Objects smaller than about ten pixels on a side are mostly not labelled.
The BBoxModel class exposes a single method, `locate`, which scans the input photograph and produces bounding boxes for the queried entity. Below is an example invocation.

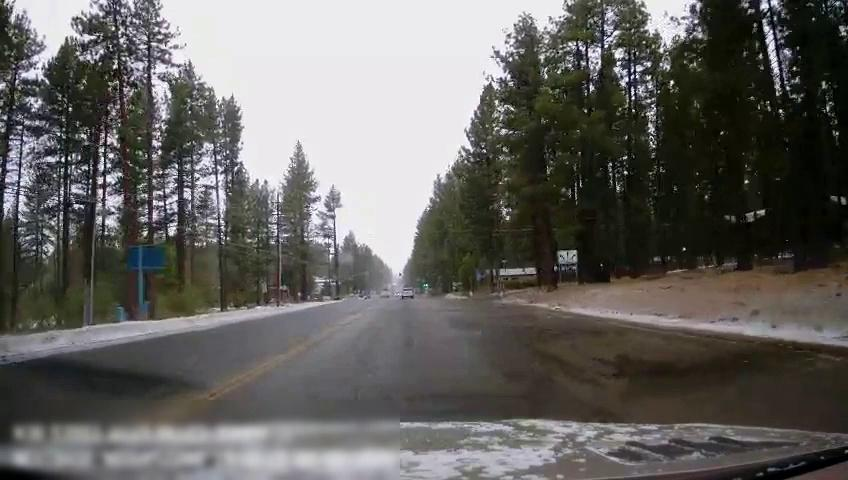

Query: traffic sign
[558,249,579,265]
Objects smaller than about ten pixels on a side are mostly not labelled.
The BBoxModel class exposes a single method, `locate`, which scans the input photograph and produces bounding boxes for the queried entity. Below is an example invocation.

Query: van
[400,287,415,300]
